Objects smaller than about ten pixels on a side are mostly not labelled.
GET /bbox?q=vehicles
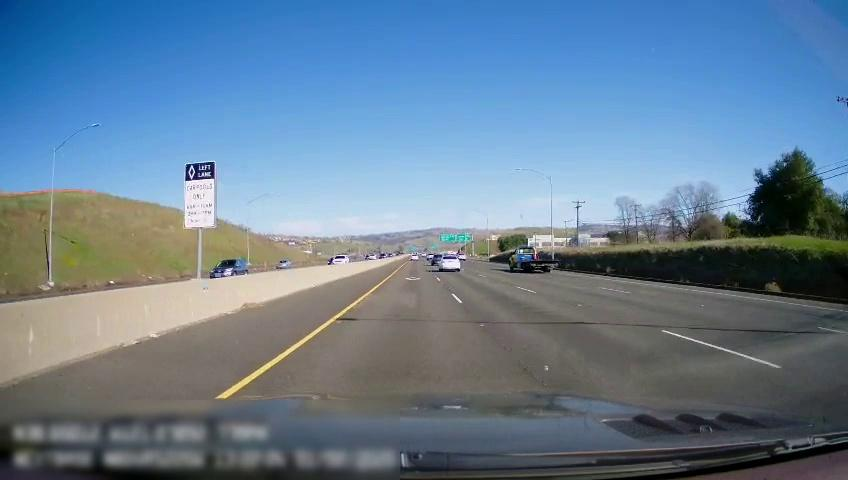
[332,254,350,264]
[438,255,461,272]
[509,247,560,272]
[210,259,249,279]
[278,260,292,269]
[431,254,443,266]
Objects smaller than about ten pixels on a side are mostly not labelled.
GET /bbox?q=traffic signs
[456,233,472,242]
[438,233,456,242]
